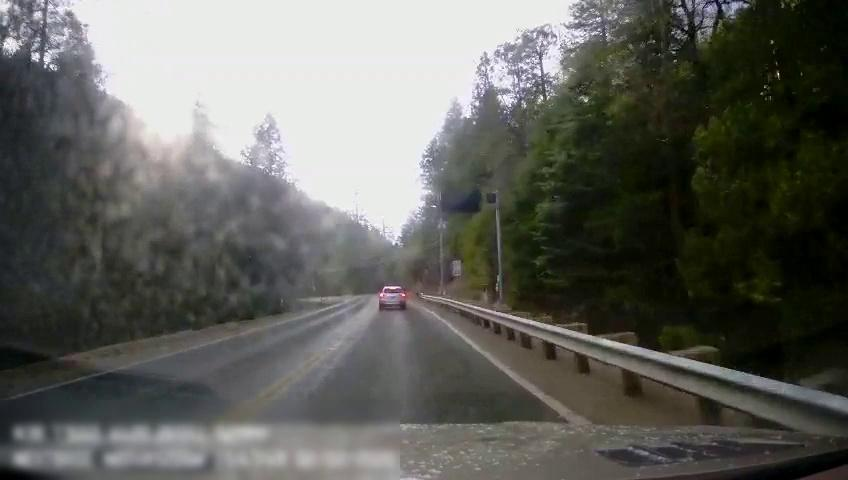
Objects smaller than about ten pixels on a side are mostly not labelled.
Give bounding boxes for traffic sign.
[452,260,462,276]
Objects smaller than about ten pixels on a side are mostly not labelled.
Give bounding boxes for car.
[378,285,406,310]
